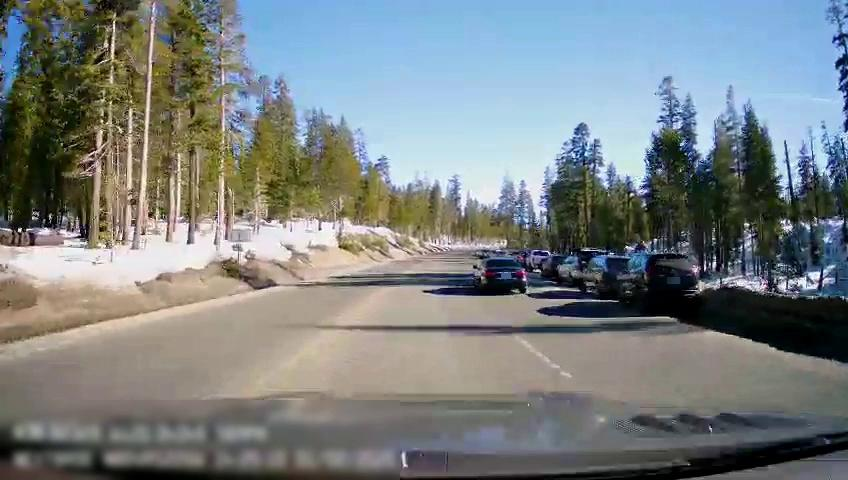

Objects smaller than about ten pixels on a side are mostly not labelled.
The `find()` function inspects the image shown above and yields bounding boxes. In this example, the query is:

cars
[556,256,594,284]
[473,256,528,295]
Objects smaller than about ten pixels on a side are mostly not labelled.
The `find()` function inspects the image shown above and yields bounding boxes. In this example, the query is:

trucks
[524,250,554,273]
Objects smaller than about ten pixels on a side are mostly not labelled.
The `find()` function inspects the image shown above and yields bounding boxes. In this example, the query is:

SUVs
[582,256,630,300]
[613,253,705,312]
